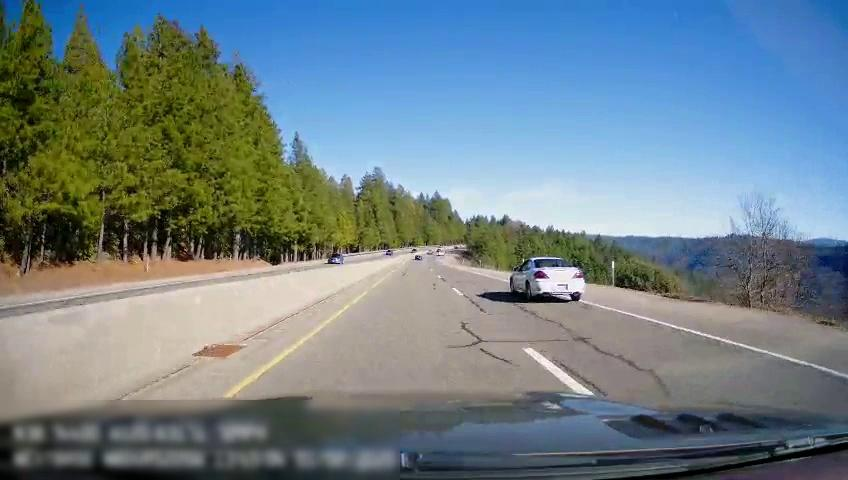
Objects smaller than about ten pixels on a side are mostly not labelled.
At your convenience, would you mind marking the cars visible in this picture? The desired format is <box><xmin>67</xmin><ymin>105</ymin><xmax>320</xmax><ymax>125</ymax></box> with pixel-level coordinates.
<box><xmin>509</xmin><ymin>257</ymin><xmax>585</xmax><ymax>302</ymax></box>
<box><xmin>328</xmin><ymin>254</ymin><xmax>342</xmax><ymax>264</ymax></box>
